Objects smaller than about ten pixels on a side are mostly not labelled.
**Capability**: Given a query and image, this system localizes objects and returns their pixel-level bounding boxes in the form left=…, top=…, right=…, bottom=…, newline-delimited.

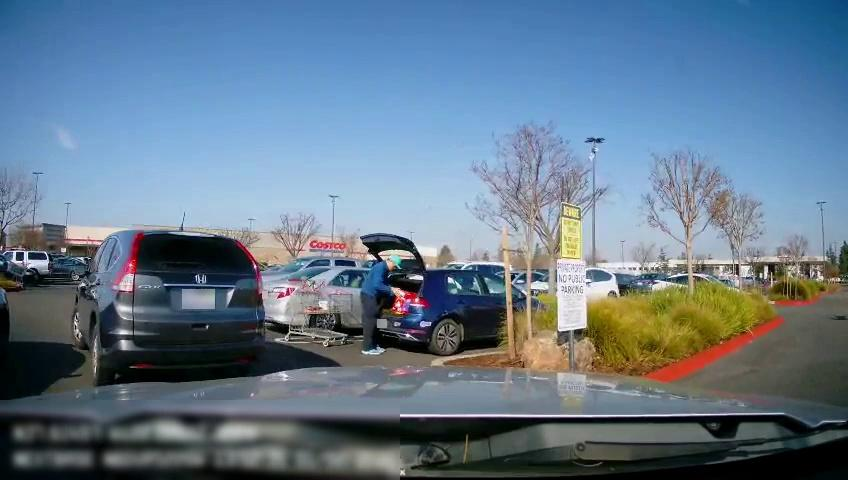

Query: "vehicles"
left=259, top=255, right=358, bottom=282
left=495, top=269, right=545, bottom=286
left=2, top=250, right=54, bottom=284
left=0, top=287, right=12, bottom=355
left=529, top=266, right=620, bottom=298
left=650, top=272, right=726, bottom=293
left=71, top=228, right=268, bottom=386
left=629, top=272, right=667, bottom=293
left=442, top=259, right=514, bottom=271
left=261, top=264, right=373, bottom=331
left=357, top=232, right=542, bottom=357
left=0, top=252, right=36, bottom=284
left=51, top=257, right=90, bottom=282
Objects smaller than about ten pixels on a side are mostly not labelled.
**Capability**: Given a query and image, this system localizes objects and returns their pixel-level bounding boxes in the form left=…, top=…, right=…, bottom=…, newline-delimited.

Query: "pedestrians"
left=359, top=254, right=402, bottom=356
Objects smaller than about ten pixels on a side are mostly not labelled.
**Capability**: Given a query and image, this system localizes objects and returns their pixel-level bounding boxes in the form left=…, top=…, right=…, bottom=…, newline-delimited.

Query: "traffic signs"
left=560, top=201, right=583, bottom=260
left=556, top=257, right=587, bottom=331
